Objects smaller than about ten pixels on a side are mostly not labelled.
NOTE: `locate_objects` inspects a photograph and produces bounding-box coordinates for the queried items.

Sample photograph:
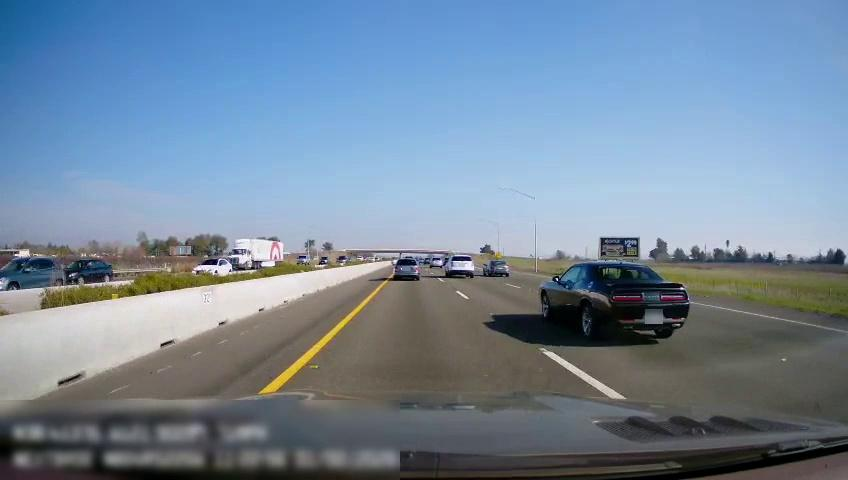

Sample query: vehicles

[0,257,65,292]
[191,258,233,275]
[482,259,511,278]
[64,259,113,286]
[393,257,421,281]
[296,255,312,265]
[227,239,285,271]
[539,262,691,343]
[335,255,350,264]
[444,255,474,278]
[429,256,444,269]
[318,256,330,265]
